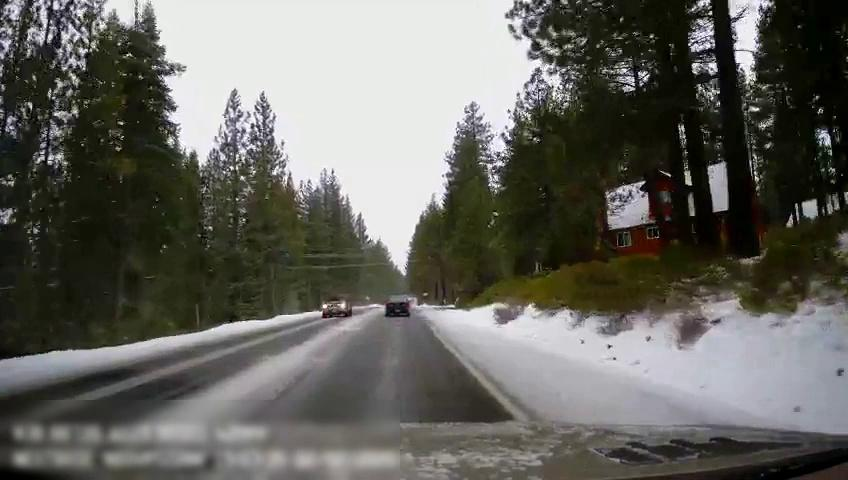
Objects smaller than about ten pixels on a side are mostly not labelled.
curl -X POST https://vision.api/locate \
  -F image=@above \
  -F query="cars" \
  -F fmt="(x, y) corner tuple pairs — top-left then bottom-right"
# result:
(321, 294), (353, 319)
(385, 295), (411, 318)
